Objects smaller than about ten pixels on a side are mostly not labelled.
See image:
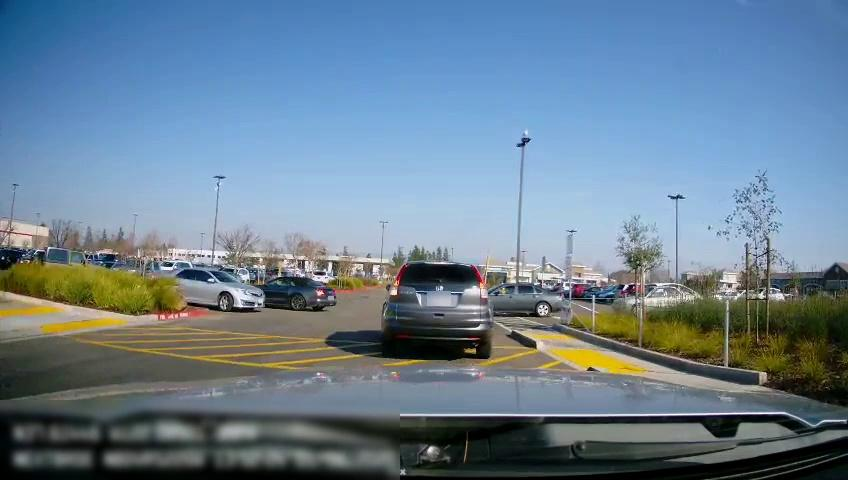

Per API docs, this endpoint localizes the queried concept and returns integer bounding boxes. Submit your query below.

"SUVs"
[379,261,493,360]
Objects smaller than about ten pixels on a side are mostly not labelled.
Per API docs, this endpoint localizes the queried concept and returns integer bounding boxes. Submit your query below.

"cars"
[260,275,337,312]
[174,266,265,313]
[491,283,564,317]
